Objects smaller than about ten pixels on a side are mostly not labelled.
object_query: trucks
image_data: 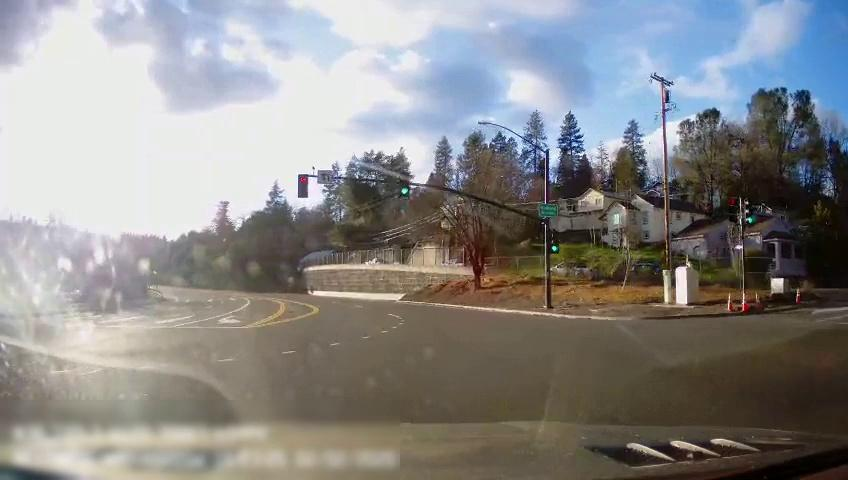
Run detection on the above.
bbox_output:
[550,258,594,278]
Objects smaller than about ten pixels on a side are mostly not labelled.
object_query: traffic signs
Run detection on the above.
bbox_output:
[318,170,334,185]
[537,202,559,218]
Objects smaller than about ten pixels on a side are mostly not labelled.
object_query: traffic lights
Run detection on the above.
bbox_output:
[400,171,412,201]
[297,174,309,199]
[551,230,560,253]
[728,194,741,228]
[743,195,756,227]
